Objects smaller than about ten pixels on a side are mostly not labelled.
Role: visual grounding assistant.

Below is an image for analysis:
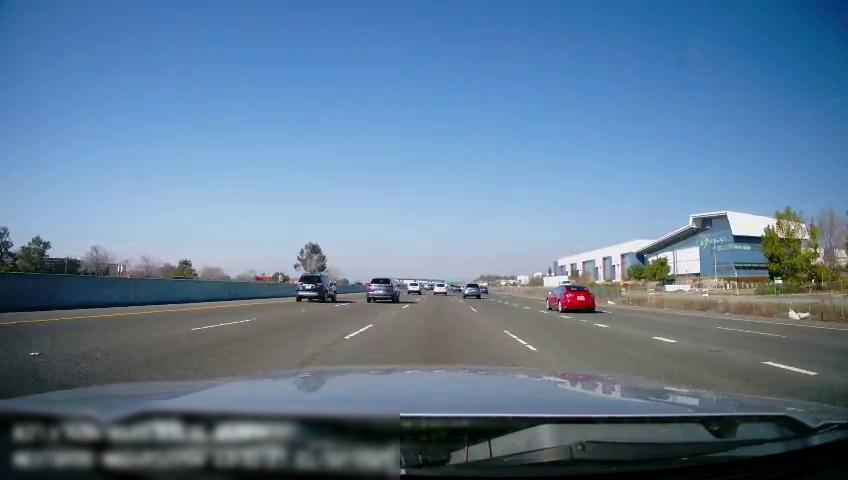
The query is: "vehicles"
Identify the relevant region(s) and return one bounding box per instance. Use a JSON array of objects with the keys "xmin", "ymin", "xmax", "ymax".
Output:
[
  {"xmin": 433, "ymin": 282, "xmax": 448, "ymax": 296},
  {"xmin": 461, "ymin": 283, "xmax": 481, "ymax": 300},
  {"xmin": 543, "ymin": 275, "xmax": 573, "ymax": 292},
  {"xmin": 477, "ymin": 285, "xmax": 489, "ymax": 295},
  {"xmin": 407, "ymin": 281, "xmax": 422, "ymax": 296},
  {"xmin": 544, "ymin": 284, "xmax": 596, "ymax": 314},
  {"xmin": 365, "ymin": 277, "xmax": 401, "ymax": 304},
  {"xmin": 295, "ymin": 273, "xmax": 338, "ymax": 303}
]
